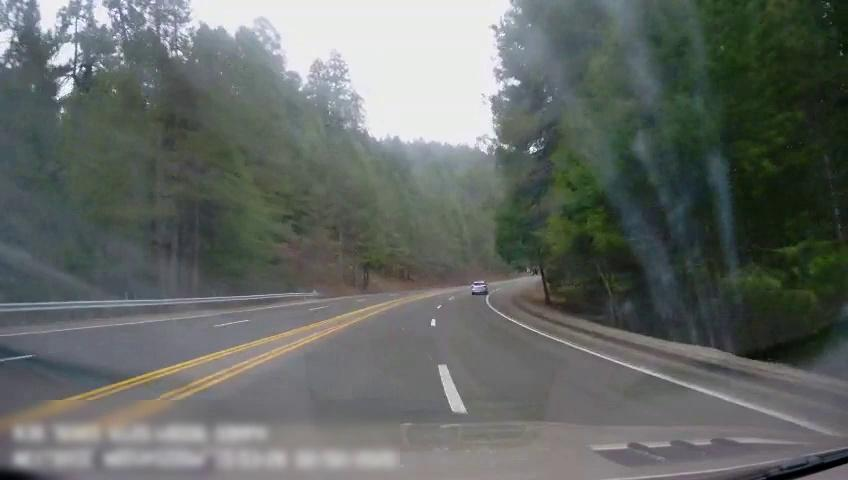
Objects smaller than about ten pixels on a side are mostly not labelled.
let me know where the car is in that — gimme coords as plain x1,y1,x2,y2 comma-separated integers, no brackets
471,280,488,295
